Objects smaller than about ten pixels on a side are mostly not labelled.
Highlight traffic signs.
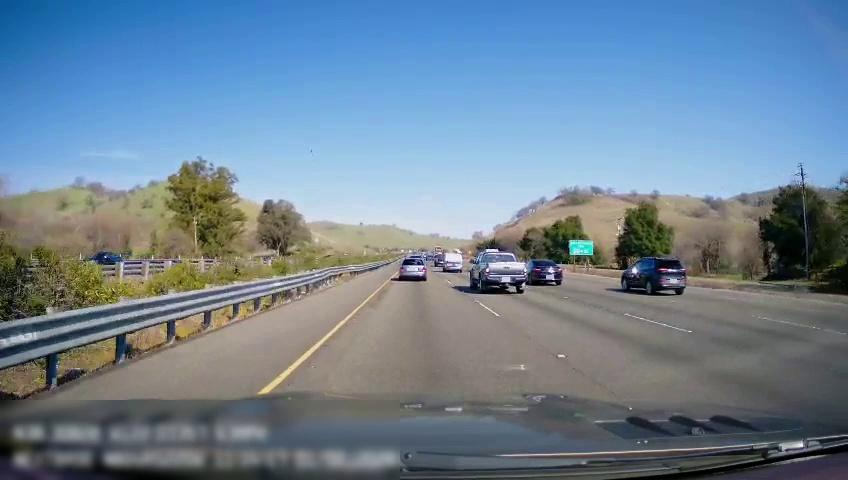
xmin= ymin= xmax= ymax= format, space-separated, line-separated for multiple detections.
xmin=568 ymin=239 xmax=595 ymax=256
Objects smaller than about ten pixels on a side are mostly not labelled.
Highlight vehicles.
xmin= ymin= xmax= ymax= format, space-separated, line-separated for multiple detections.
xmin=434 ymin=256 xmax=445 ymax=267
xmin=468 ymin=251 xmax=527 ymax=295
xmin=484 ymin=248 xmax=500 ymax=253
xmin=409 ymin=255 xmax=422 ymax=260
xmin=523 ymin=258 xmax=563 ymax=286
xmin=79 ymin=250 xmax=124 ymax=266
xmin=620 ymin=255 xmax=689 ymax=296
xmin=442 ymin=248 xmax=464 ymax=272
xmin=398 ymin=255 xmax=427 ymax=281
